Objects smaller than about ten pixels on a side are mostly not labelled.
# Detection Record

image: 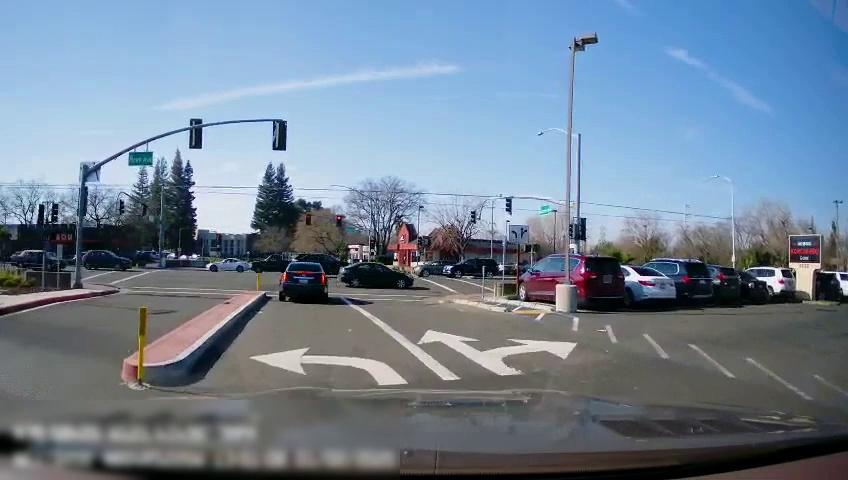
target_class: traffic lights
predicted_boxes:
[504,197,512,215]
[578,217,586,241]
[305,214,311,226]
[51,201,59,222]
[77,186,88,216]
[141,204,147,216]
[272,119,287,152]
[470,210,477,224]
[189,118,203,149]
[37,204,45,225]
[336,215,342,227]
[119,199,125,215]
[568,223,574,238]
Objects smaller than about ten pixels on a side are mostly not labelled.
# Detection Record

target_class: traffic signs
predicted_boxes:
[509,224,528,242]
[540,206,553,216]
[128,152,153,166]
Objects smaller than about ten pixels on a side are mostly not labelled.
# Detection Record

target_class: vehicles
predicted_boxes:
[743,267,795,302]
[443,258,498,279]
[797,273,840,300]
[641,258,714,307]
[620,265,677,310]
[339,261,414,288]
[294,252,349,276]
[414,259,454,278]
[737,271,767,304]
[78,250,129,271]
[705,264,744,306]
[517,256,624,310]
[820,271,848,298]
[279,261,328,302]
[204,258,249,272]
[8,250,65,270]
[249,254,295,274]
